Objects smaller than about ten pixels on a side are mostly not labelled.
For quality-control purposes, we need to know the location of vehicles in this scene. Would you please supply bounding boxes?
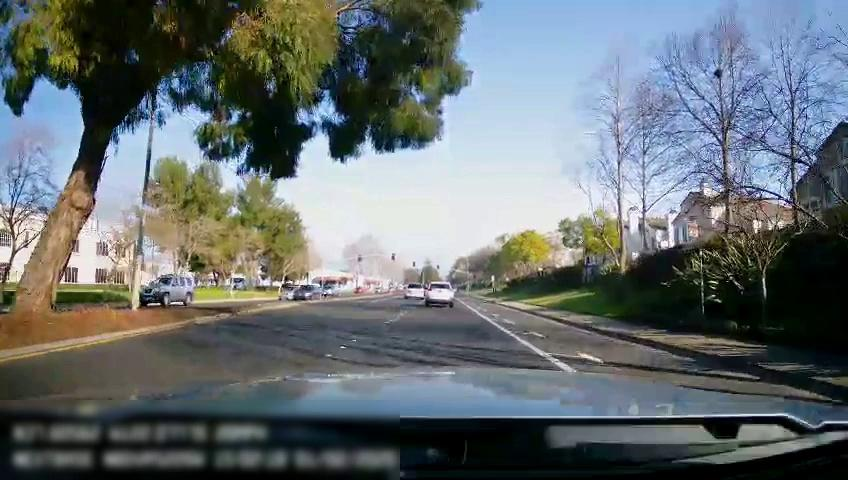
[424,281,454,308]
[138,272,194,309]
[293,283,322,302]
[277,282,299,302]
[322,285,339,297]
[404,281,425,300]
